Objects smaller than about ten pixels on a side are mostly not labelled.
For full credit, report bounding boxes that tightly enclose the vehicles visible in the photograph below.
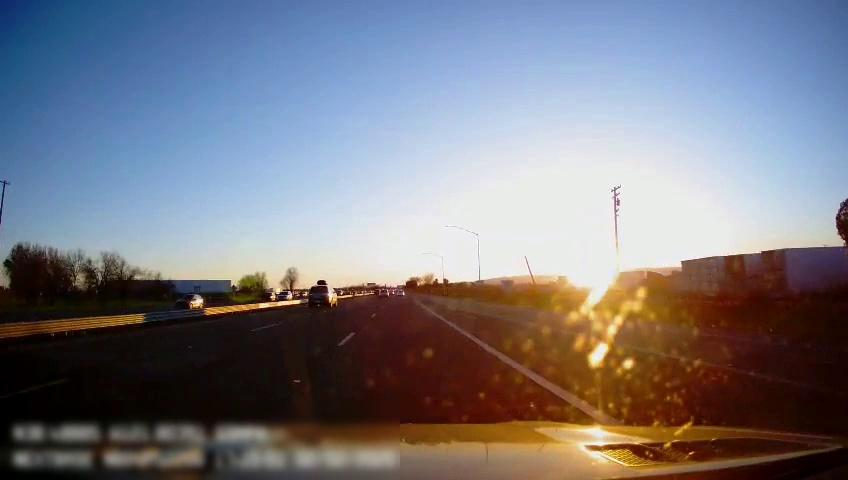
[265,292,280,302]
[598,270,668,290]
[276,291,294,302]
[307,279,338,310]
[174,293,204,310]
[379,289,390,299]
